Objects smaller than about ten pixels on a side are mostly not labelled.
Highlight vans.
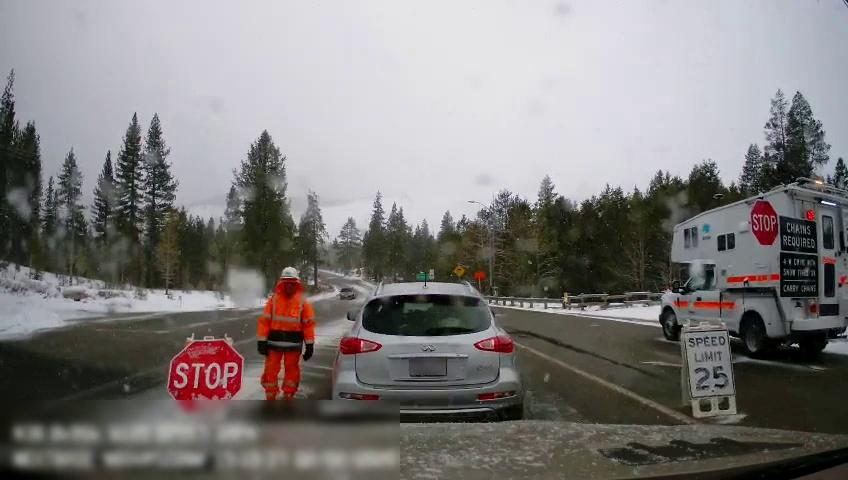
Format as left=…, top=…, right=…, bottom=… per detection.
left=339, top=287, right=356, bottom=301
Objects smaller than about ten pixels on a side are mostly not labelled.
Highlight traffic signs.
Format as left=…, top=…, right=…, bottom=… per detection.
left=778, top=250, right=820, bottom=299
left=681, top=325, right=737, bottom=399
left=453, top=265, right=466, bottom=277
left=778, top=215, right=818, bottom=254
left=166, top=338, right=245, bottom=416
left=750, top=199, right=779, bottom=247
left=473, top=271, right=486, bottom=280
left=840, top=208, right=848, bottom=248
left=416, top=272, right=428, bottom=281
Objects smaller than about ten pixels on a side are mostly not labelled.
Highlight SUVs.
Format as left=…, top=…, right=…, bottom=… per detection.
left=327, top=278, right=525, bottom=425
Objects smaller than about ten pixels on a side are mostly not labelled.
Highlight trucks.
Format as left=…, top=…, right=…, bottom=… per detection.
left=659, top=175, right=848, bottom=360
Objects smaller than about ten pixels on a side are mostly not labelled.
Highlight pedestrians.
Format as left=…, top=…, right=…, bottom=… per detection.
left=254, top=266, right=315, bottom=415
